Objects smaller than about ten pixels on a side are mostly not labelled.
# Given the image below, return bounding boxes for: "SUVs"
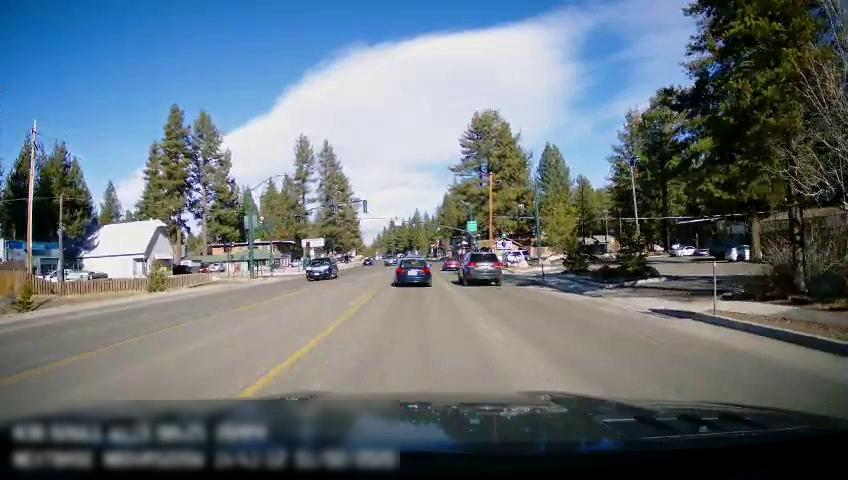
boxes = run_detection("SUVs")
[305,257,340,281]
[503,250,530,263]
[207,263,226,273]
[456,252,500,284]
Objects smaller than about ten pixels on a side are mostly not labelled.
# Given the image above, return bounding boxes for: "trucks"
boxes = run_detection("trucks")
[44,267,96,282]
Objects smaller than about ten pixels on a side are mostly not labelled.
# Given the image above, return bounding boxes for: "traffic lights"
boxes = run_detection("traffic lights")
[361,200,369,214]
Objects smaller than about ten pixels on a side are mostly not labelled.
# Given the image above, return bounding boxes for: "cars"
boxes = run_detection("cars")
[672,245,703,257]
[396,256,433,287]
[443,256,458,270]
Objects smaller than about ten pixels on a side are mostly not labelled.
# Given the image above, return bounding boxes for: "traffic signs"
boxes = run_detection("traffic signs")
[466,220,478,233]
